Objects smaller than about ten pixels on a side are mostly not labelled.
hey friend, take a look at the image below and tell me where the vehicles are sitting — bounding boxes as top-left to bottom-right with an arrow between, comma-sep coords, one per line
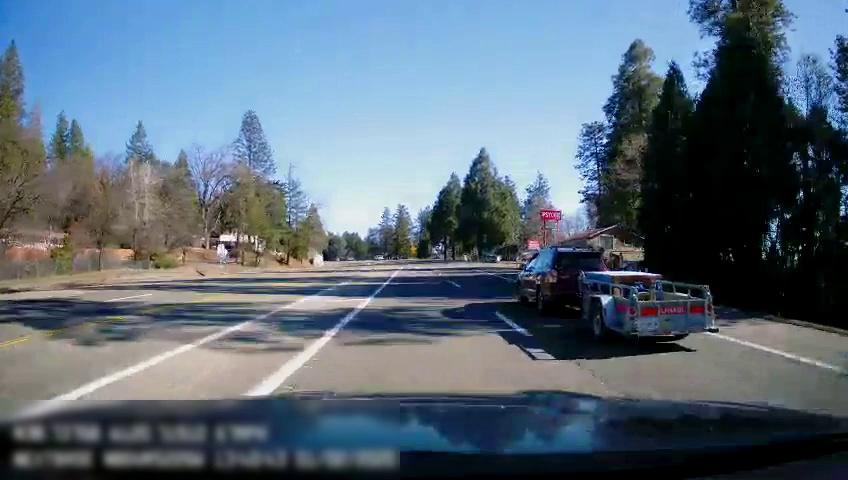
577,270 -> 720,341
515,241 -> 609,316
